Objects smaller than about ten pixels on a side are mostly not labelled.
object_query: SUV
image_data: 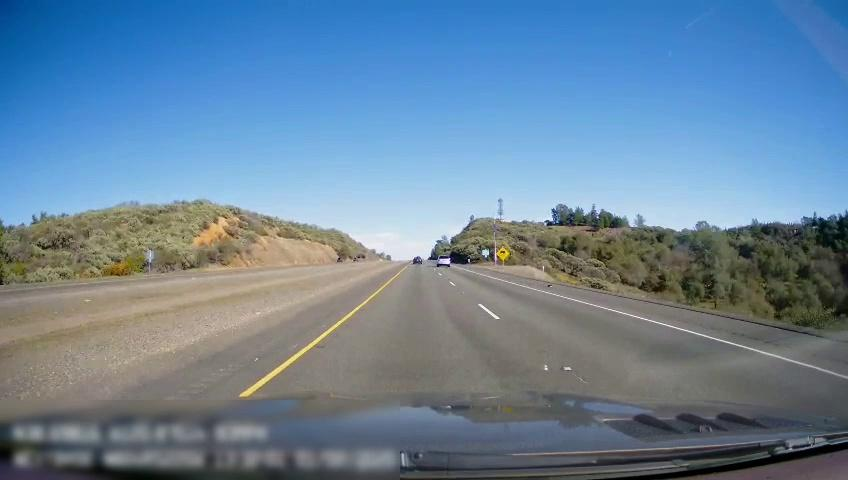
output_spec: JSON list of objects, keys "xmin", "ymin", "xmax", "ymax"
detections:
[{"xmin": 436, "ymin": 255, "xmax": 451, "ymax": 267}]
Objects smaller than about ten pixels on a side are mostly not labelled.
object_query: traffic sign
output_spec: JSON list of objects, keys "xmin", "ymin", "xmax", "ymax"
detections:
[{"xmin": 497, "ymin": 246, "xmax": 510, "ymax": 261}]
